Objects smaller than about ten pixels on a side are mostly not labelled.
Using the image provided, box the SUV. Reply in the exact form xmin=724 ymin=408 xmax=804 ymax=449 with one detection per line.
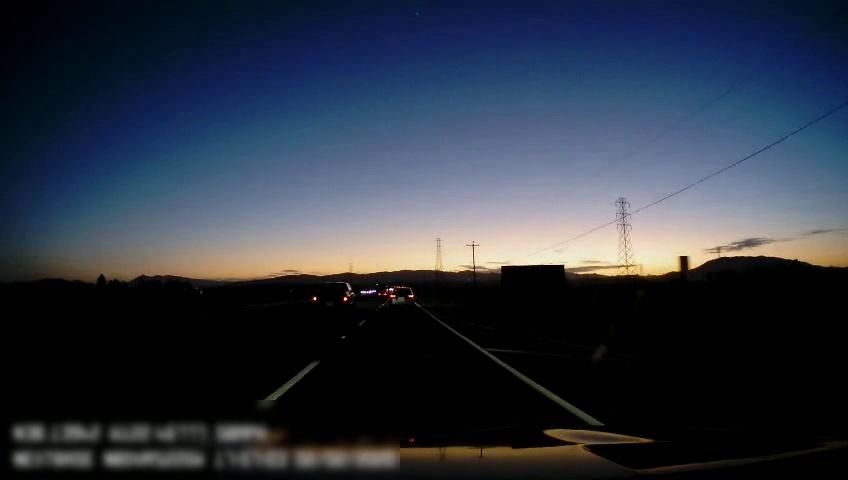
xmin=389 ymin=286 xmax=415 ymax=310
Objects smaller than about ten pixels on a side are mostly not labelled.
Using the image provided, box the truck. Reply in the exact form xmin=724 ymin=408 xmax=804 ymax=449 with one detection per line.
xmin=310 ymin=281 xmax=356 ymax=314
